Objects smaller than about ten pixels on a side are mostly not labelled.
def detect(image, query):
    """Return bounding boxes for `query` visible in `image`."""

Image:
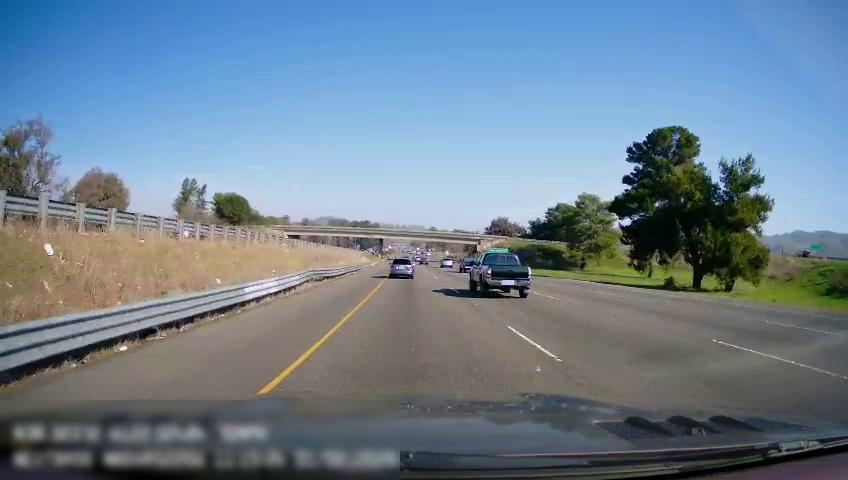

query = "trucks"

[468,251,532,298]
[458,255,478,274]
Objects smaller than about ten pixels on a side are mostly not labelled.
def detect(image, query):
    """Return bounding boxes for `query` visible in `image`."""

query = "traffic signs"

[809,243,823,252]
[486,247,510,255]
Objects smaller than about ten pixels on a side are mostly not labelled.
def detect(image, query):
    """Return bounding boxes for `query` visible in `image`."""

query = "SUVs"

[388,257,414,279]
[439,257,453,269]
